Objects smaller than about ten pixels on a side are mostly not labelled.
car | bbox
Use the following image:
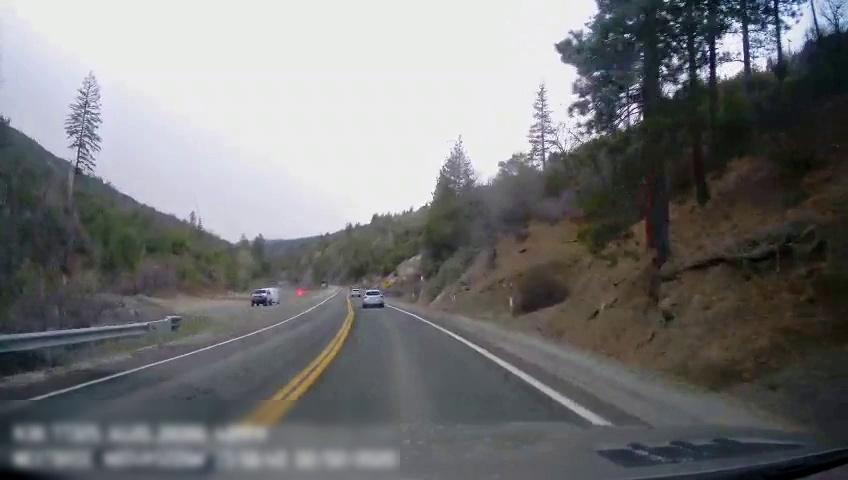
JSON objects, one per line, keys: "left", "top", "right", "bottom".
{"left": 362, "top": 289, "right": 384, "bottom": 308}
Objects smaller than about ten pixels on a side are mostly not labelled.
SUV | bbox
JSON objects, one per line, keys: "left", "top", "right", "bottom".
{"left": 351, "top": 288, "right": 361, "bottom": 297}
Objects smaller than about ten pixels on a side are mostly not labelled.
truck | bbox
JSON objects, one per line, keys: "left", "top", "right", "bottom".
{"left": 251, "top": 288, "right": 280, "bottom": 307}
